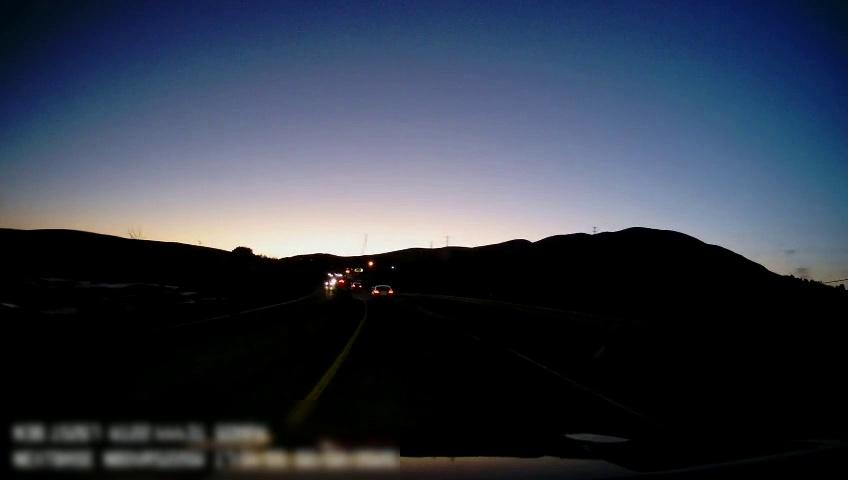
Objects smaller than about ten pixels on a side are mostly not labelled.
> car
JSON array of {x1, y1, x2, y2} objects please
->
[{"x1": 371, "y1": 284, "x2": 394, "y2": 300}]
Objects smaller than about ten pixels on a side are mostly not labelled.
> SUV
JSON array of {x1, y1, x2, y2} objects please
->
[{"x1": 350, "y1": 281, "x2": 363, "y2": 290}]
